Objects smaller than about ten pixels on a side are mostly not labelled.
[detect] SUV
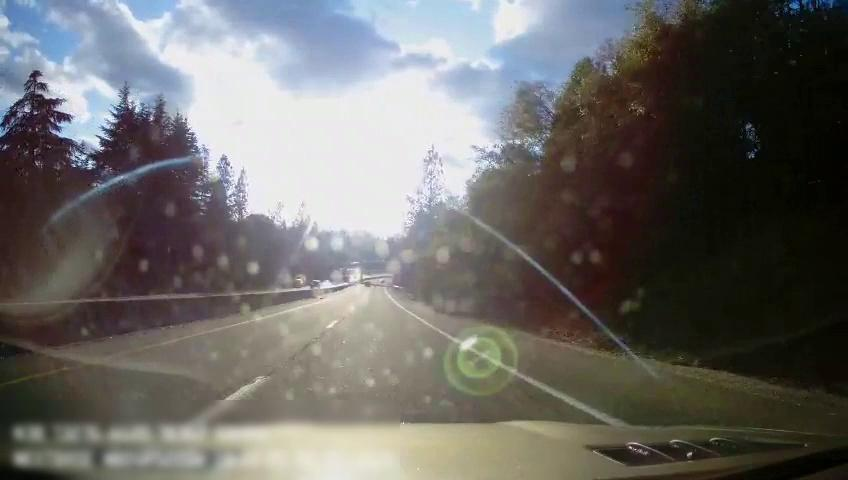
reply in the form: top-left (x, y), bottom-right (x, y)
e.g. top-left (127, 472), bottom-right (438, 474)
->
top-left (309, 279), bottom-right (321, 289)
